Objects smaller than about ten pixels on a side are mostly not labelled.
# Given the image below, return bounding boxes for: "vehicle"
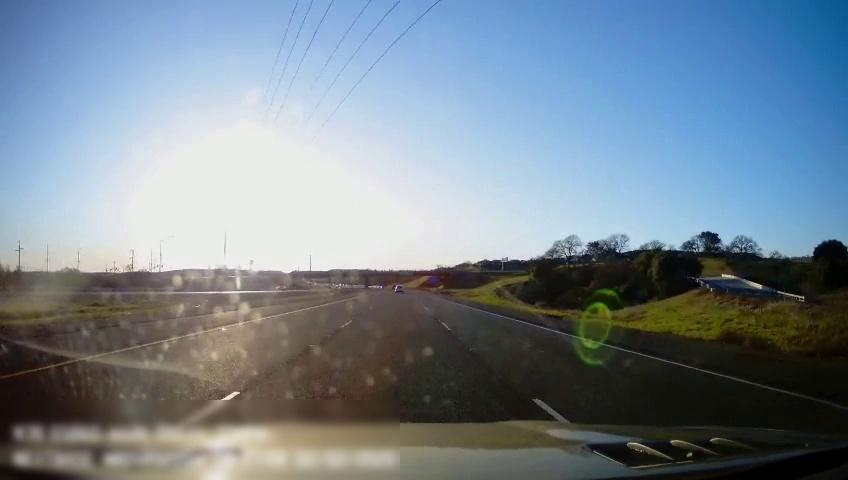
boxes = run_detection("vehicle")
[275,284,287,291]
